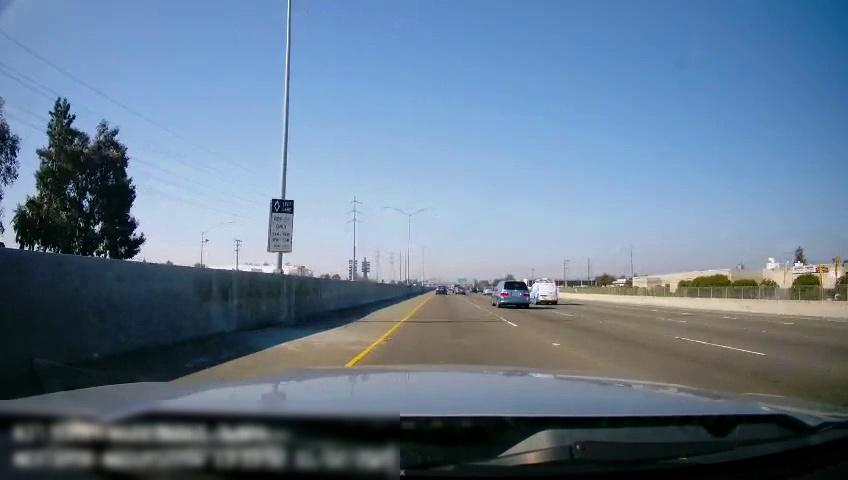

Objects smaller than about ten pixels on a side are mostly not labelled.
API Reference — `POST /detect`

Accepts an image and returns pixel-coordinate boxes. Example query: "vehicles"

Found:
[435,285,448,295]
[491,280,531,309]
[454,285,467,295]
[531,282,558,305]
